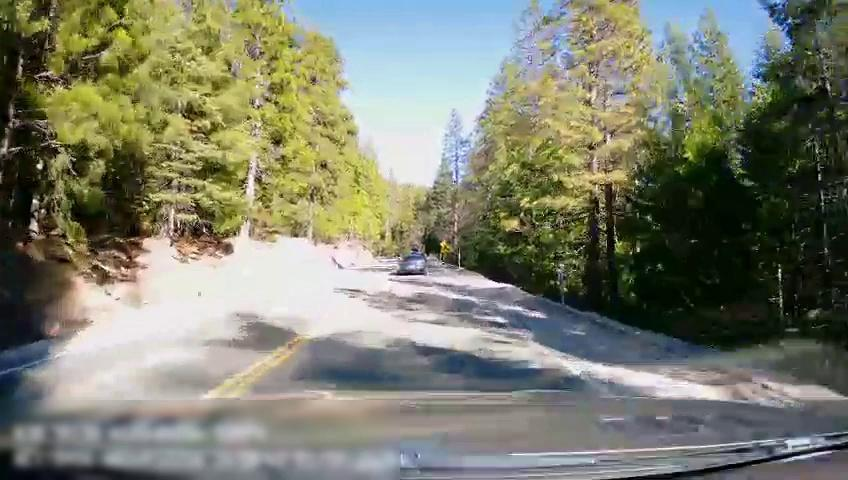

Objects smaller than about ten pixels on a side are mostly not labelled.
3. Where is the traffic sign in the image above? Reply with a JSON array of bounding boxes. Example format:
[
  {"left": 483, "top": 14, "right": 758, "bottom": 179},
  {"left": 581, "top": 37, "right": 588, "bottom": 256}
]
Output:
[{"left": 440, "top": 240, "right": 451, "bottom": 254}]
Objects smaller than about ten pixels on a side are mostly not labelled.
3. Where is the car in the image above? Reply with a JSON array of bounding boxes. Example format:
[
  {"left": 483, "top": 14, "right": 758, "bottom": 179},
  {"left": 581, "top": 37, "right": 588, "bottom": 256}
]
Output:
[{"left": 399, "top": 253, "right": 428, "bottom": 275}]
